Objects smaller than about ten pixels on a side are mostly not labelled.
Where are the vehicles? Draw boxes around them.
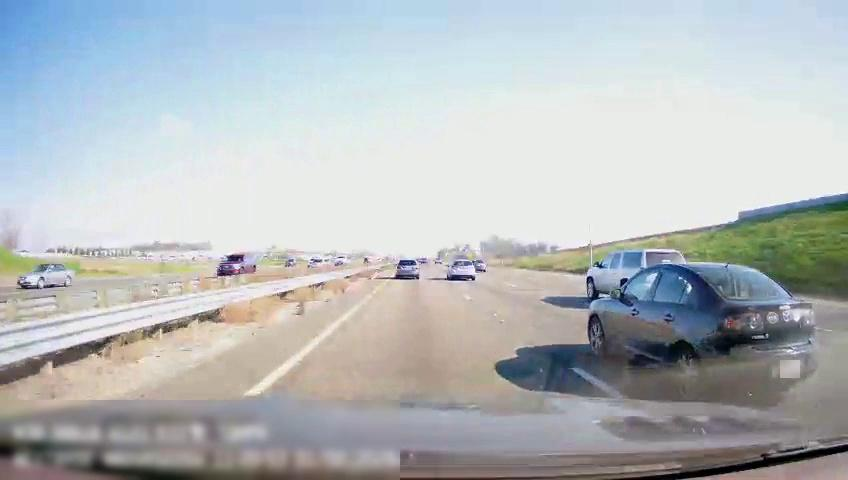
[445,259,476,281]
[333,255,352,267]
[470,258,487,273]
[284,258,297,268]
[587,261,820,402]
[216,252,257,278]
[585,248,686,302]
[310,257,331,270]
[16,262,74,290]
[394,258,420,280]
[306,258,315,269]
